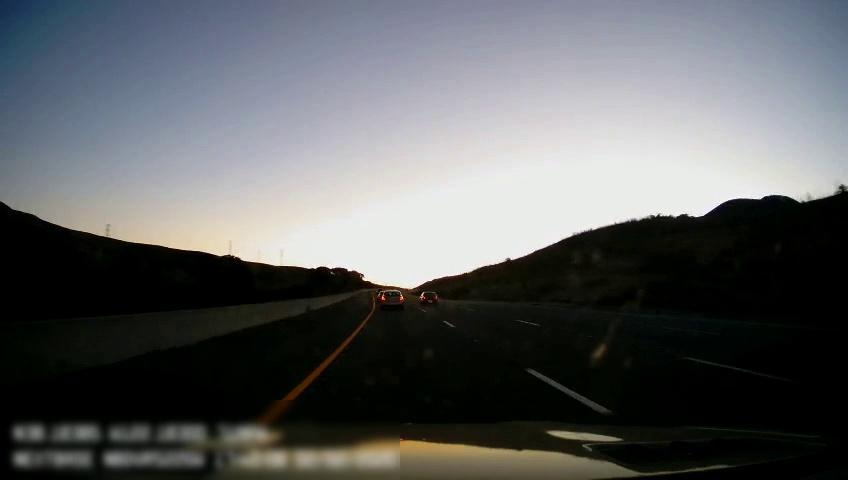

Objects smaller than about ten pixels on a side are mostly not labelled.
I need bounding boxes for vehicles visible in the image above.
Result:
[376,291,384,302]
[418,291,438,305]
[381,290,404,310]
